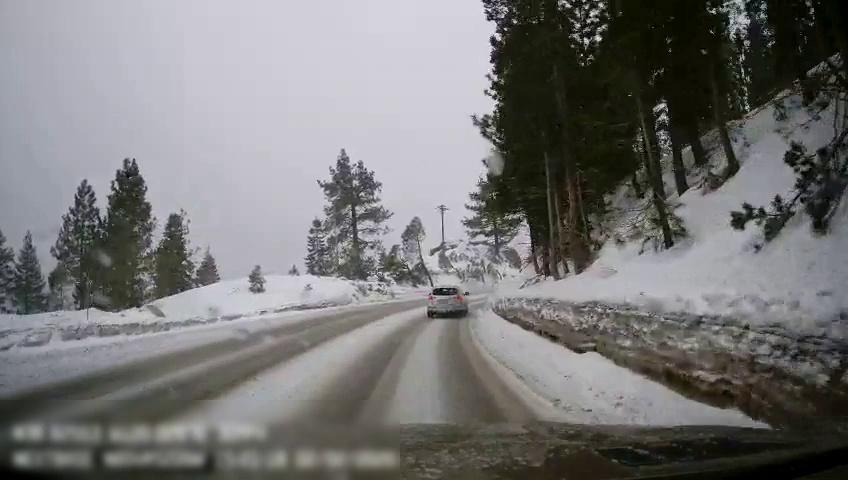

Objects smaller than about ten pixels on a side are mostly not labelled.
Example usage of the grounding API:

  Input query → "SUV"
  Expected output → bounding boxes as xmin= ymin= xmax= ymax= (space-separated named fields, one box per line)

xmin=426 ymin=285 xmax=470 ymax=319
